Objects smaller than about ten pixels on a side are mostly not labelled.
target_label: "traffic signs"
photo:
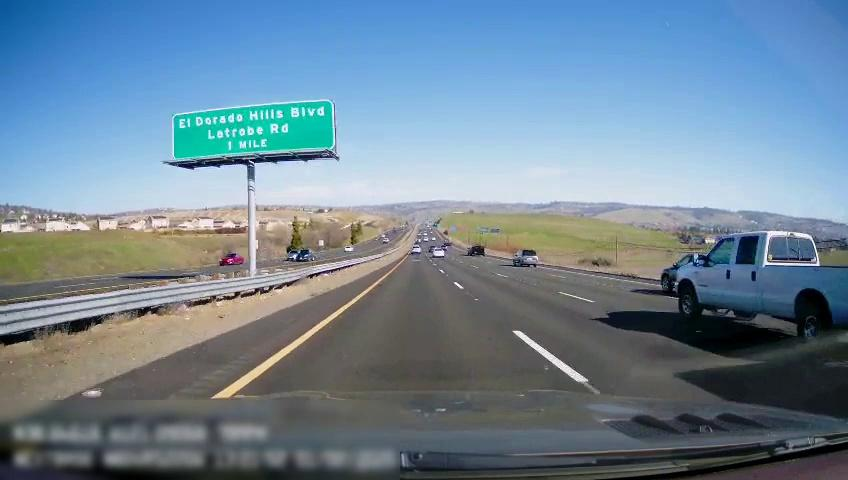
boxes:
[169,98,337,159]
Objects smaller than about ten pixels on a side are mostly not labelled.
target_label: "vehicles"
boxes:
[511,249,539,266]
[221,252,243,265]
[675,230,848,353]
[432,247,445,257]
[344,245,354,252]
[471,244,486,256]
[296,249,315,261]
[661,255,692,294]
[287,249,300,261]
